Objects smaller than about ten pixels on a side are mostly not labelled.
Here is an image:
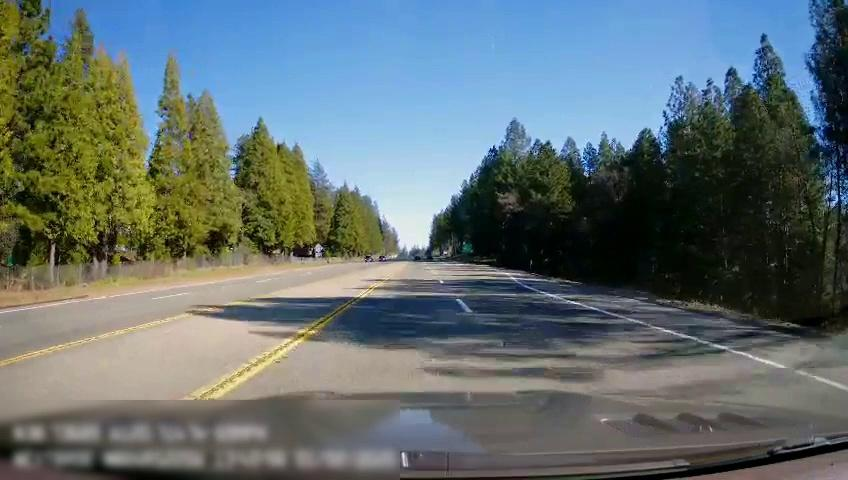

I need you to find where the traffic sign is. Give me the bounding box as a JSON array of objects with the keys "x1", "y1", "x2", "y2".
[{"x1": 462, "y1": 242, "x2": 474, "y2": 253}]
